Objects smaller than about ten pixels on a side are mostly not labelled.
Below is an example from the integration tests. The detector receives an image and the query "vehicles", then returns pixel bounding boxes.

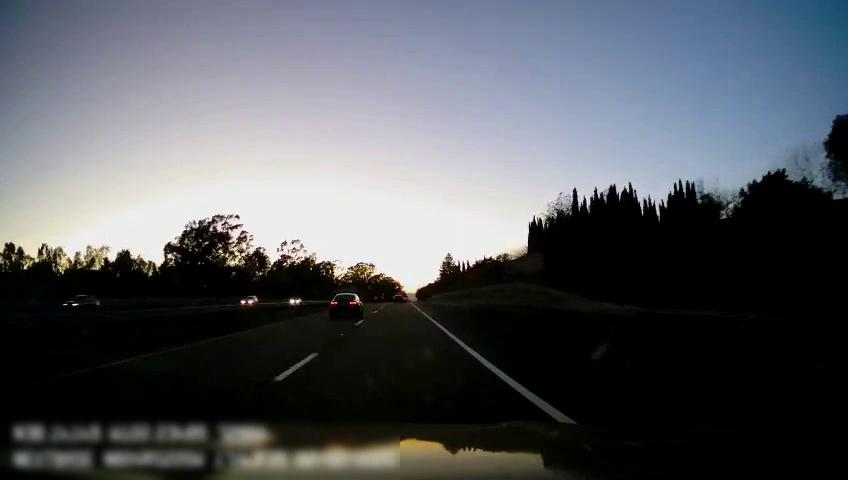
[60,294,101,311]
[240,296,259,306]
[289,297,303,305]
[329,292,363,318]
[392,295,403,304]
